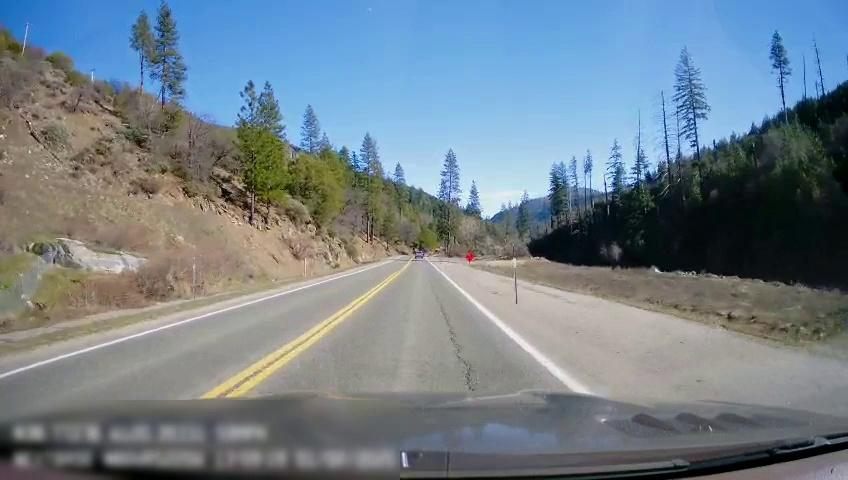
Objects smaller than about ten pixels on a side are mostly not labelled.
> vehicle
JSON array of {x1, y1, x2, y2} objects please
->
[{"x1": 414, "y1": 250, "x2": 425, "y2": 258}]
